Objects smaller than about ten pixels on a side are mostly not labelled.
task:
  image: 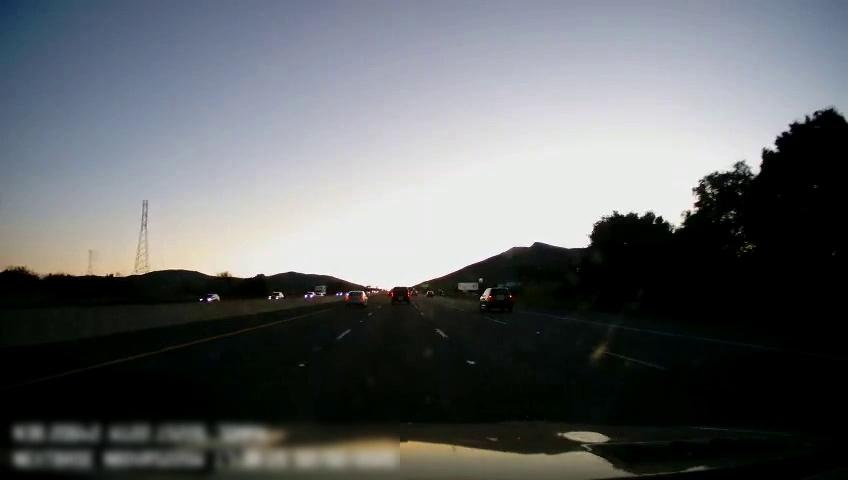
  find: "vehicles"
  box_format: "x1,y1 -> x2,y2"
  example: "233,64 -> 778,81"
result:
199,294 -> 220,303
314,286 -> 326,296
345,290 -> 368,308
479,287 -> 513,312
391,286 -> 411,305
268,292 -> 285,300
312,293 -> 325,298
304,292 -> 316,298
